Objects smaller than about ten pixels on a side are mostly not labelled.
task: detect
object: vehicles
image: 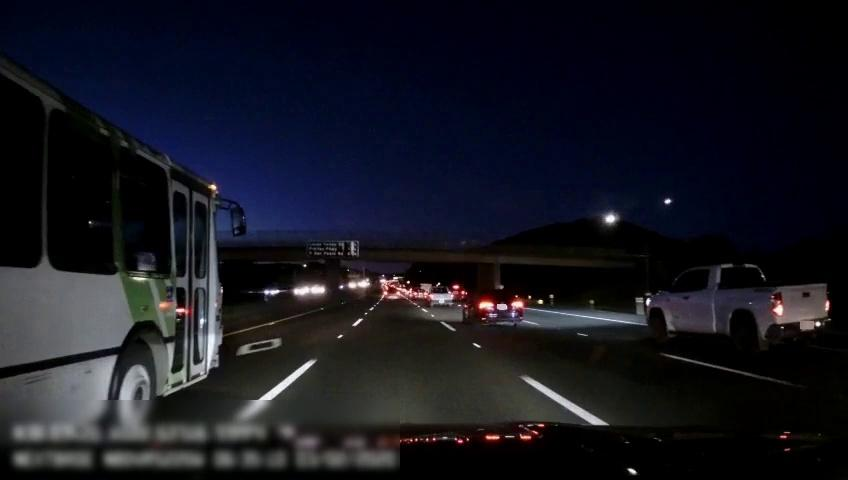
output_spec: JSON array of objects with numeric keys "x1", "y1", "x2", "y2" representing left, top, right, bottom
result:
[
  {"x1": 413, "y1": 288, "x2": 428, "y2": 299},
  {"x1": 0, "y1": 49, "x2": 247, "y2": 446},
  {"x1": 646, "y1": 262, "x2": 830, "y2": 356},
  {"x1": 462, "y1": 288, "x2": 524, "y2": 325},
  {"x1": 425, "y1": 286, "x2": 454, "y2": 307},
  {"x1": 384, "y1": 288, "x2": 401, "y2": 302}
]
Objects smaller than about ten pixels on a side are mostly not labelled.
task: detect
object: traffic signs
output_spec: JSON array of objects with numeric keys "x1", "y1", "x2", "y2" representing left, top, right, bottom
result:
[{"x1": 306, "y1": 240, "x2": 360, "y2": 258}]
